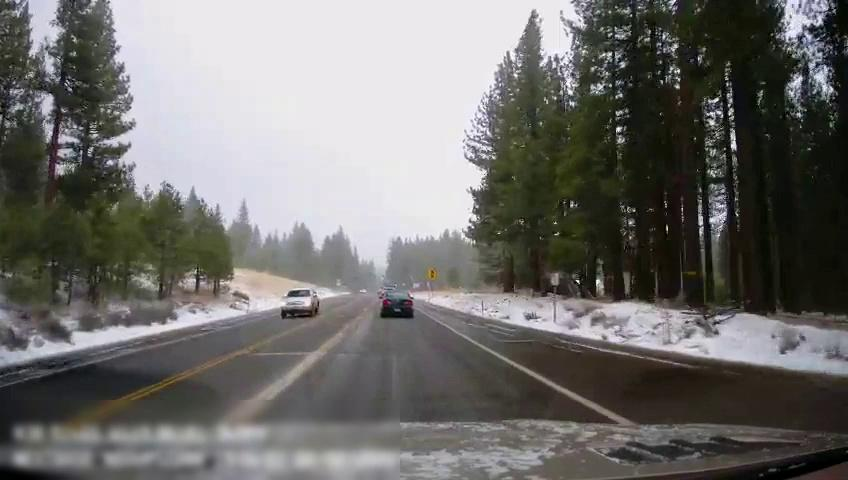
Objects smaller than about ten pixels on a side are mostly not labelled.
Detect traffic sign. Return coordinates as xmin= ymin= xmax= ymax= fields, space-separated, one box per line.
xmin=550 ymin=271 xmax=561 ymax=286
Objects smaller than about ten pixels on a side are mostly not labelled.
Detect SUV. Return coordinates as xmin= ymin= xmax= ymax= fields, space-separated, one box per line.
xmin=279 ymin=287 xmax=321 ymax=319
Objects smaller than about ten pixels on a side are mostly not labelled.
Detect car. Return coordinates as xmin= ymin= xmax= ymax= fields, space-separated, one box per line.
xmin=380 ymin=292 xmax=414 ymax=319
